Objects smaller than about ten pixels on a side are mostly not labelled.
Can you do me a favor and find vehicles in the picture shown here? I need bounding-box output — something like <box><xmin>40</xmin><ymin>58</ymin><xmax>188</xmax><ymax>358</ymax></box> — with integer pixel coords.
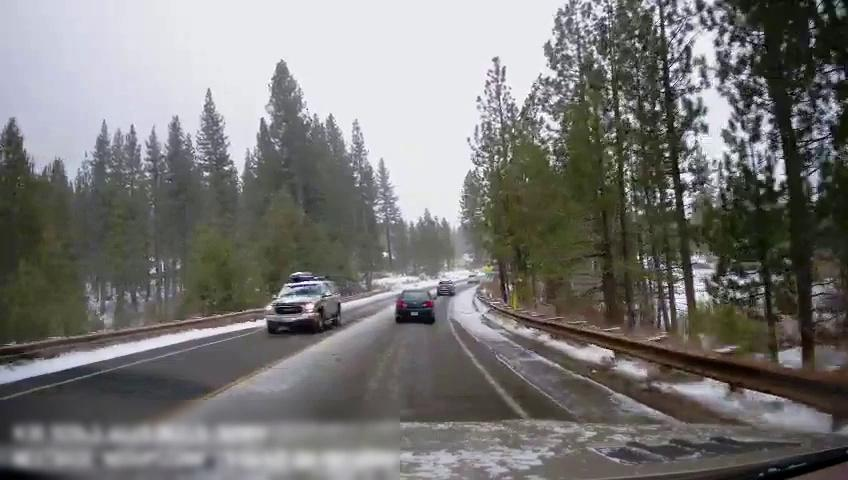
<box><xmin>395</xmin><ymin>289</ymin><xmax>436</xmax><ymax>324</ymax></box>
<box><xmin>468</xmin><ymin>274</ymin><xmax>481</xmax><ymax>285</ymax></box>
<box><xmin>436</xmin><ymin>280</ymin><xmax>456</xmax><ymax>297</ymax></box>
<box><xmin>264</xmin><ymin>271</ymin><xmax>343</xmax><ymax>335</ymax></box>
